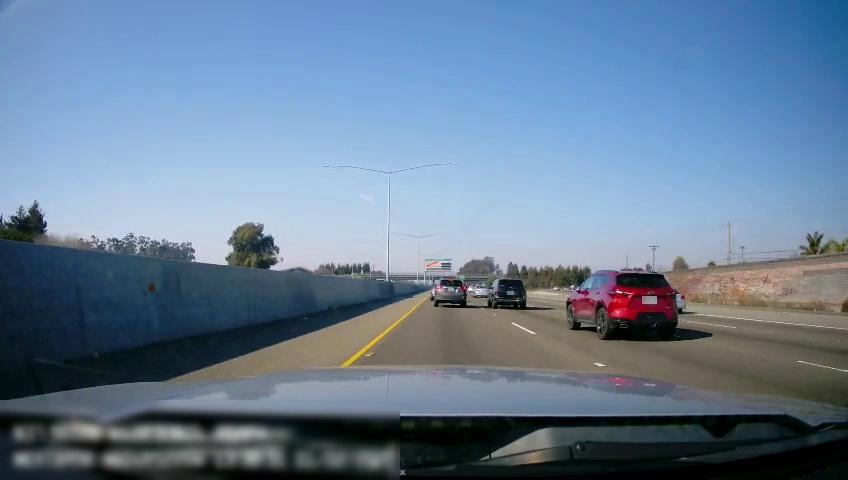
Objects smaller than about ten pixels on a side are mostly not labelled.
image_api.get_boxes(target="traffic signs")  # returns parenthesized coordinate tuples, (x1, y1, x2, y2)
(424, 257, 453, 272)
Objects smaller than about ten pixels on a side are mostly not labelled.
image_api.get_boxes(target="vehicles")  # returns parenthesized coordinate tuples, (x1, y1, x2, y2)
(564, 268, 680, 340)
(434, 278, 467, 308)
(472, 284, 488, 299)
(675, 290, 687, 314)
(431, 288, 435, 300)
(487, 278, 527, 310)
